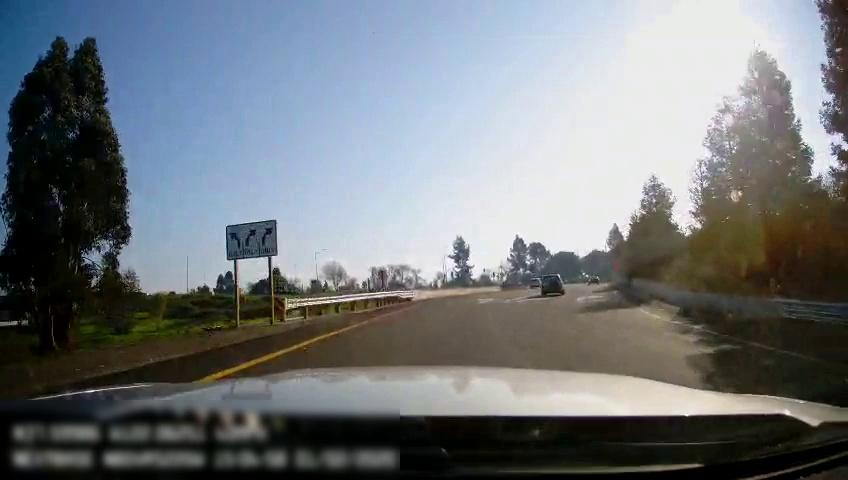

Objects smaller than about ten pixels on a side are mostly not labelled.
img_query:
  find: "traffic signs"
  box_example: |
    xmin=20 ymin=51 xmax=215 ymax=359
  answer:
xmin=225 ymin=220 xmax=277 ymax=259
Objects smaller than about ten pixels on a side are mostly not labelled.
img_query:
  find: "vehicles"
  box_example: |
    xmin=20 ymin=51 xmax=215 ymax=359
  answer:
xmin=540 ymin=275 xmax=565 ymax=296
xmin=525 ymin=278 xmax=539 ymax=288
